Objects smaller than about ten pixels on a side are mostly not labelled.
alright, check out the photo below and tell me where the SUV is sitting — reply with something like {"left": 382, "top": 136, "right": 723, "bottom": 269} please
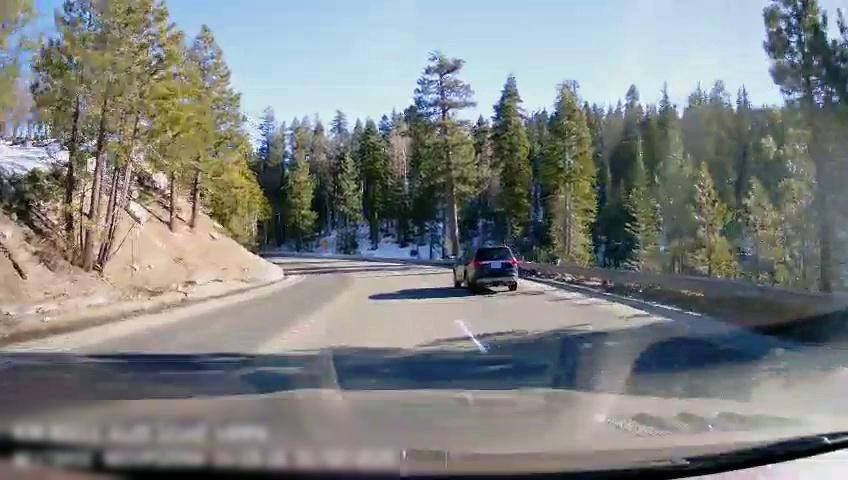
{"left": 451, "top": 243, "right": 520, "bottom": 293}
